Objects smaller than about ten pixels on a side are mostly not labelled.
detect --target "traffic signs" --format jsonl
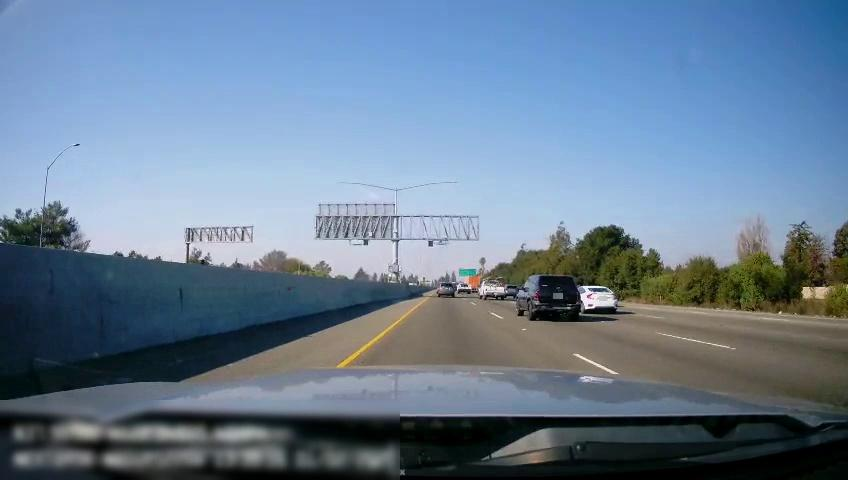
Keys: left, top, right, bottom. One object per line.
{"left": 457, "top": 267, "right": 478, "bottom": 276}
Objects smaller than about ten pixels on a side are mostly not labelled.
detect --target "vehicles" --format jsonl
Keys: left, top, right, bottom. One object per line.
{"left": 506, "top": 284, "right": 520, "bottom": 297}
{"left": 468, "top": 275, "right": 481, "bottom": 288}
{"left": 436, "top": 281, "right": 456, "bottom": 298}
{"left": 515, "top": 274, "right": 583, "bottom": 321}
{"left": 456, "top": 283, "right": 471, "bottom": 294}
{"left": 478, "top": 279, "right": 507, "bottom": 300}
{"left": 579, "top": 285, "right": 618, "bottom": 315}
